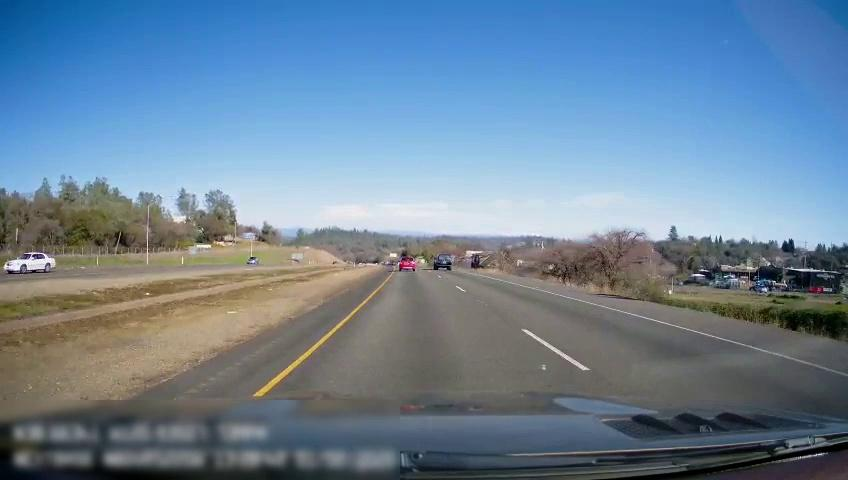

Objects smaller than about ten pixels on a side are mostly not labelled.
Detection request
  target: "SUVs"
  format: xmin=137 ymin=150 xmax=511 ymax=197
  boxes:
xmin=432 ymin=254 xmax=452 ymax=270
xmin=397 ymin=255 xmax=417 ymax=272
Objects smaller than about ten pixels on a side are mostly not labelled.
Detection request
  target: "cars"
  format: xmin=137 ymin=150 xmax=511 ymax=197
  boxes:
xmin=3 ymin=252 xmax=56 ymax=274
xmin=247 ymin=256 xmax=258 ymax=264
